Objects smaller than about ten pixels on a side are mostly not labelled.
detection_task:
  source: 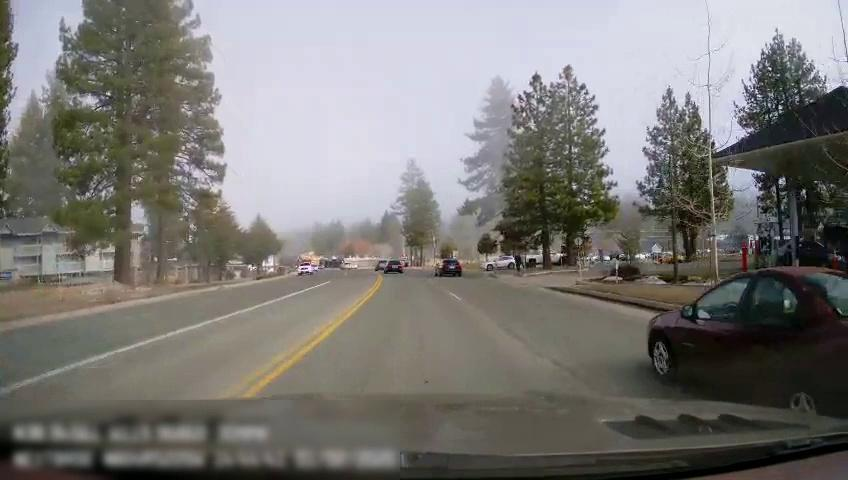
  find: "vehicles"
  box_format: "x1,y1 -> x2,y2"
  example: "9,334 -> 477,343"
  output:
343,260 -> 357,270
297,262 -> 313,275
525,247 -> 567,266
654,250 -> 684,264
646,265 -> 848,409
777,237 -> 848,273
375,259 -> 387,272
384,259 -> 404,274
434,258 -> 462,277
478,254 -> 518,272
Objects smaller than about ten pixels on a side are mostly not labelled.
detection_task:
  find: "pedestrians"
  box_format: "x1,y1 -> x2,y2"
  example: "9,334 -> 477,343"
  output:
515,254 -> 522,272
